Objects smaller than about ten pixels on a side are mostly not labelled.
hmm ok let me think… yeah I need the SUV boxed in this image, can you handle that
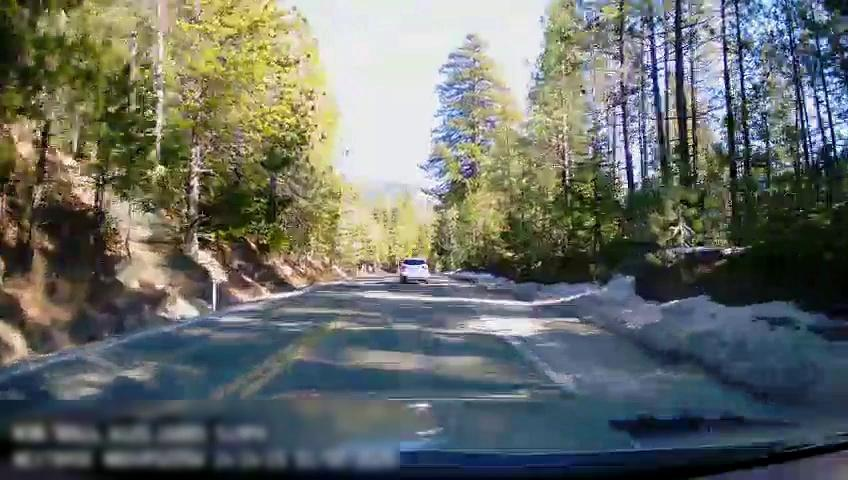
[400,256,429,284]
